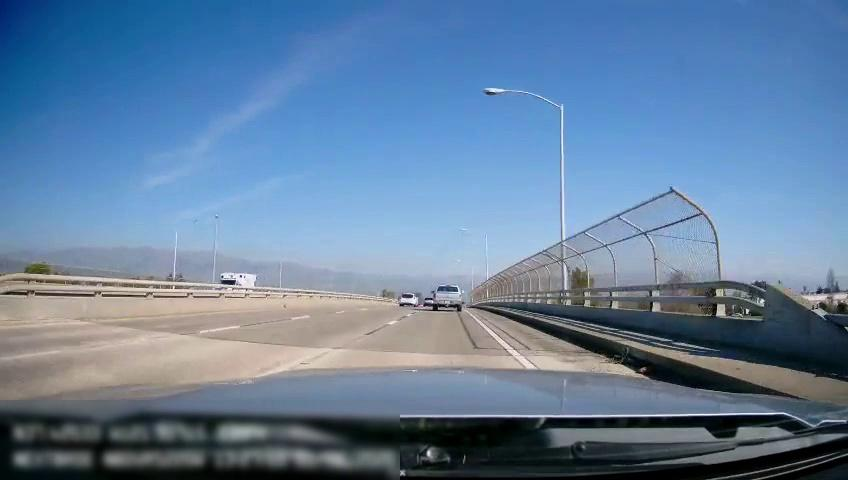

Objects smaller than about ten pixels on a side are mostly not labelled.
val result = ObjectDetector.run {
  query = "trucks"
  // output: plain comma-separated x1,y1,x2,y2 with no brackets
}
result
220,273,257,287
432,284,462,311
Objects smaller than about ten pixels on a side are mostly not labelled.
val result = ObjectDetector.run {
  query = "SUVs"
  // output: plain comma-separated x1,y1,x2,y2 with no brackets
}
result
423,297,433,306
400,292,419,307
